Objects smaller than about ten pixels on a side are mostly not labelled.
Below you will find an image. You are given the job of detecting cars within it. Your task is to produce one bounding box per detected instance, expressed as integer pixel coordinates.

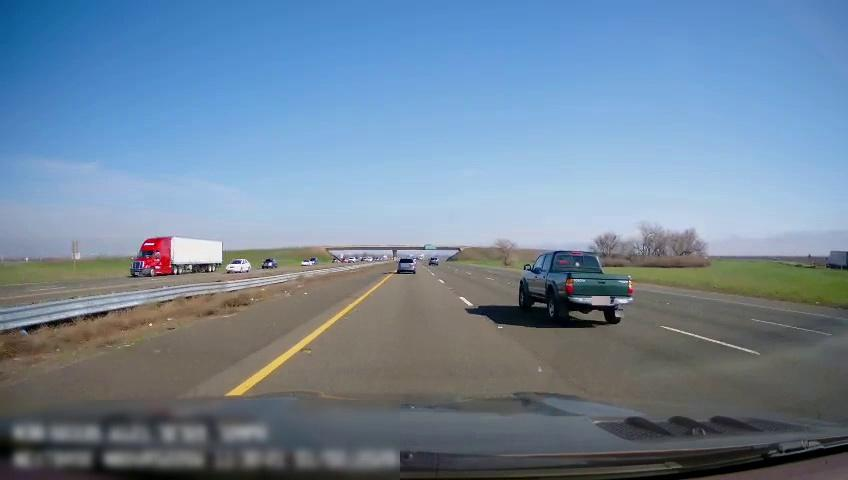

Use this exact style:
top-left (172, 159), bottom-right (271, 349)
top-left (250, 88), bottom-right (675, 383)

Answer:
top-left (226, 259), bottom-right (252, 274)
top-left (301, 258), bottom-right (313, 266)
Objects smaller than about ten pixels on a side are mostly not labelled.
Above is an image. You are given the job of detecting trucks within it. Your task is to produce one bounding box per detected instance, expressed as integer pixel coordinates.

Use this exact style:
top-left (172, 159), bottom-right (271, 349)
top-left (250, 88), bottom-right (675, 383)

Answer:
top-left (518, 250), bottom-right (634, 325)
top-left (129, 237), bottom-right (223, 278)
top-left (824, 250), bottom-right (848, 269)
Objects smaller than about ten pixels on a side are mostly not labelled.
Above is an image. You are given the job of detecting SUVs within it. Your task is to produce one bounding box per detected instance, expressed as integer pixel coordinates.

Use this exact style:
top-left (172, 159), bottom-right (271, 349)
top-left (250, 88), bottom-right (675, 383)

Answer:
top-left (396, 257), bottom-right (417, 275)
top-left (428, 257), bottom-right (438, 266)
top-left (261, 258), bottom-right (278, 270)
